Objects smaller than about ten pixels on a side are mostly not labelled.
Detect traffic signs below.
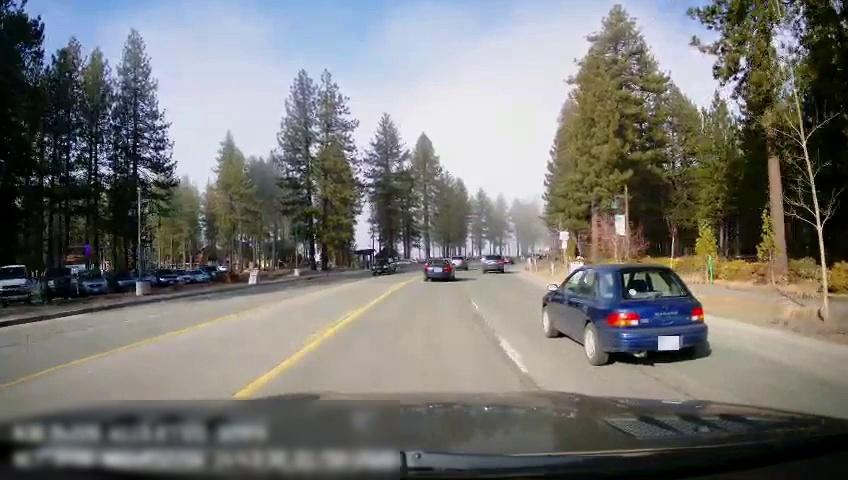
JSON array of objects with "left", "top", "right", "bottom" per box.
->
[{"left": 558, "top": 231, "right": 570, "bottom": 241}]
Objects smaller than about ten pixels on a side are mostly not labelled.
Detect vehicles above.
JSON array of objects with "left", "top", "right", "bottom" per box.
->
[
  {"left": 371, "top": 257, "right": 397, "bottom": 277},
  {"left": 184, "top": 266, "right": 213, "bottom": 285},
  {"left": 0, "top": 263, "right": 34, "bottom": 304},
  {"left": 40, "top": 267, "right": 76, "bottom": 300},
  {"left": 448, "top": 255, "right": 468, "bottom": 270},
  {"left": 479, "top": 256, "right": 504, "bottom": 274},
  {"left": 112, "top": 271, "right": 140, "bottom": 293},
  {"left": 151, "top": 267, "right": 180, "bottom": 290},
  {"left": 425, "top": 259, "right": 453, "bottom": 282},
  {"left": 77, "top": 271, "right": 107, "bottom": 297},
  {"left": 542, "top": 265, "right": 709, "bottom": 366}
]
